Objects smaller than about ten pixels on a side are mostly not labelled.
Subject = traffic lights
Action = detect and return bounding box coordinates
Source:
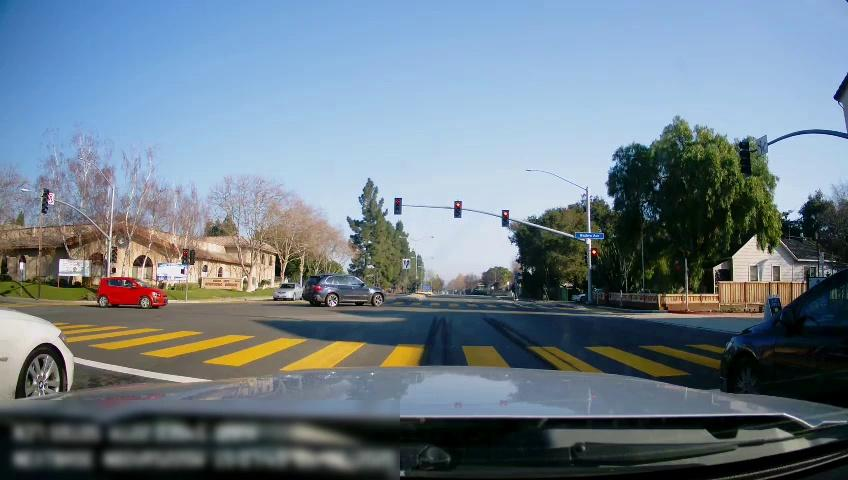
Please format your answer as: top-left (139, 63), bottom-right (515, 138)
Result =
top-left (735, 139), bottom-right (752, 177)
top-left (453, 200), bottom-right (463, 220)
top-left (111, 245), bottom-right (119, 262)
top-left (500, 208), bottom-right (510, 227)
top-left (393, 196), bottom-right (402, 216)
top-left (39, 187), bottom-right (51, 214)
top-left (590, 246), bottom-right (600, 265)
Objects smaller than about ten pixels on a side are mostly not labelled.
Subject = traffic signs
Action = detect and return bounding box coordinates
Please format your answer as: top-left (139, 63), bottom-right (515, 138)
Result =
top-left (400, 257), bottom-right (412, 272)
top-left (575, 231), bottom-right (606, 241)
top-left (755, 134), bottom-right (771, 155)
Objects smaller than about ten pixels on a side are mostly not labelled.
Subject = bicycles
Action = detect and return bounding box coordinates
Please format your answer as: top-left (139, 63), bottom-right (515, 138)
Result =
top-left (507, 281), bottom-right (523, 305)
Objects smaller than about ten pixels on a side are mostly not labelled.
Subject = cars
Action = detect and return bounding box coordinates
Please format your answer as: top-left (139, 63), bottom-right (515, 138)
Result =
top-left (0, 305), bottom-right (77, 403)
top-left (95, 276), bottom-right (168, 309)
top-left (721, 265), bottom-right (848, 405)
top-left (272, 282), bottom-right (302, 303)
top-left (574, 292), bottom-right (587, 305)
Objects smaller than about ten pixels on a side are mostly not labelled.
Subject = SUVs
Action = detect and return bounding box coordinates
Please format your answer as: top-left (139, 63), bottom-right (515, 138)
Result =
top-left (301, 271), bottom-right (387, 309)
